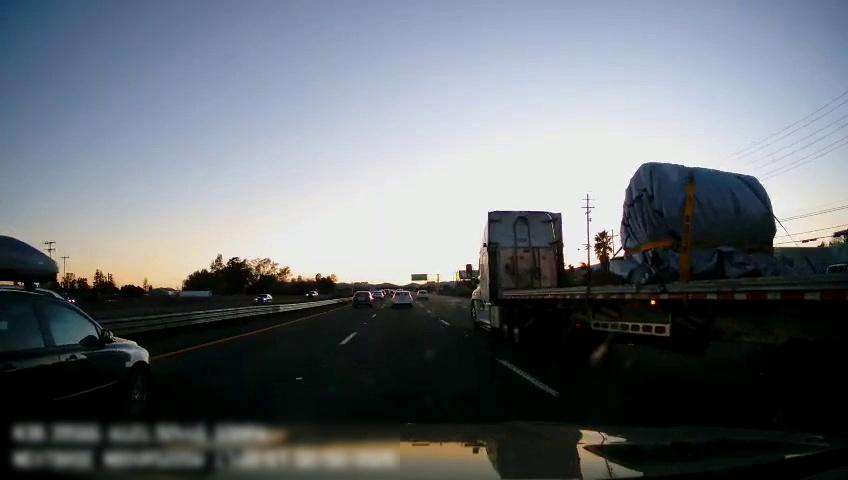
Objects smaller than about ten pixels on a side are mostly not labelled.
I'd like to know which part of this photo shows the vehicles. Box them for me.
[464,159,848,349]
[415,289,429,300]
[305,290,319,297]
[390,290,413,308]
[371,290,384,300]
[255,293,274,303]
[352,291,374,306]
[0,234,153,434]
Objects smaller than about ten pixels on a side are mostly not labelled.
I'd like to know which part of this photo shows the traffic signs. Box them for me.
[459,269,479,279]
[411,273,428,281]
